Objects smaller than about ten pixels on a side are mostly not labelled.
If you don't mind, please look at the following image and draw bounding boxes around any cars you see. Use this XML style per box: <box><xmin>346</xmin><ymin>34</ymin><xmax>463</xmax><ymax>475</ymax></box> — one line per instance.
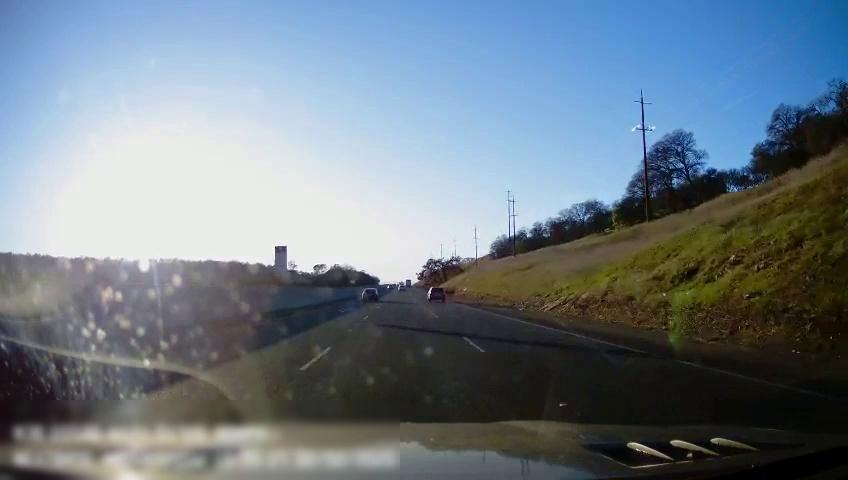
<box><xmin>427</xmin><ymin>286</ymin><xmax>446</xmax><ymax>302</ymax></box>
<box><xmin>361</xmin><ymin>287</ymin><xmax>380</xmax><ymax>303</ymax></box>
